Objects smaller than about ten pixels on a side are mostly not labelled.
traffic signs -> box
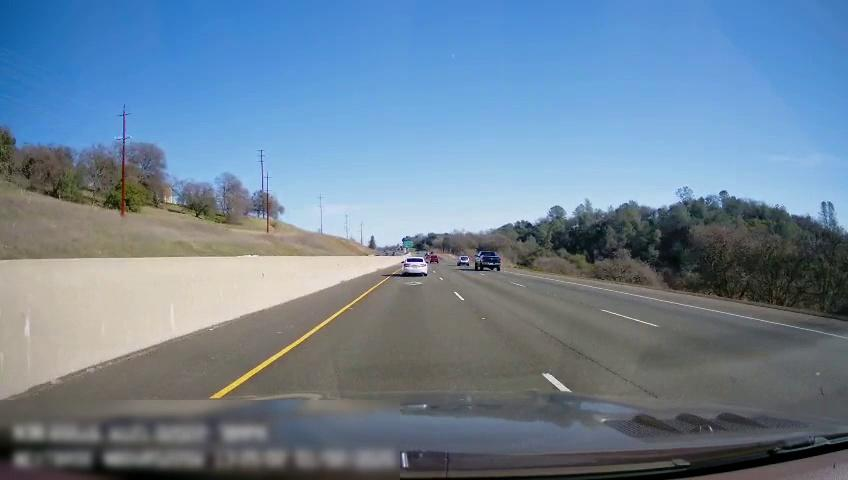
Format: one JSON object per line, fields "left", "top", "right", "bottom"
{"left": 403, "top": 241, "right": 415, "bottom": 249}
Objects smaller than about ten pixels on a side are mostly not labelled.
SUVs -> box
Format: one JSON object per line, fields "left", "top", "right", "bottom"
{"left": 457, "top": 256, "right": 470, "bottom": 266}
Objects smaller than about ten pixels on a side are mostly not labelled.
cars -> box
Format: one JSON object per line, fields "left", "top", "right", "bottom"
{"left": 400, "top": 256, "right": 428, "bottom": 276}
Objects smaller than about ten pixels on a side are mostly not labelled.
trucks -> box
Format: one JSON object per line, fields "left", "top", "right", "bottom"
{"left": 474, "top": 251, "right": 501, "bottom": 271}
{"left": 429, "top": 255, "right": 440, "bottom": 264}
